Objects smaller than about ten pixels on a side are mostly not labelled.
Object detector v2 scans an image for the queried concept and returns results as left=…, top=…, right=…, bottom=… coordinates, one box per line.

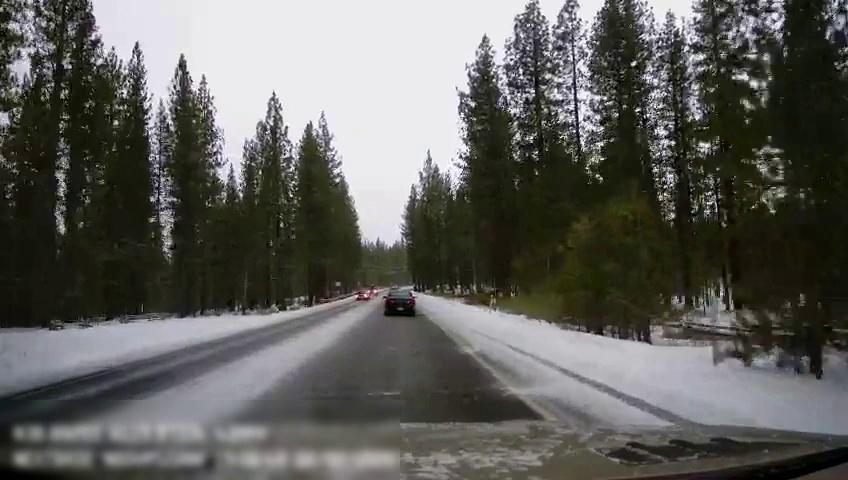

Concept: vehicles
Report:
left=366, top=286, right=379, bottom=295
left=383, top=288, right=416, bottom=317
left=355, top=289, right=372, bottom=300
